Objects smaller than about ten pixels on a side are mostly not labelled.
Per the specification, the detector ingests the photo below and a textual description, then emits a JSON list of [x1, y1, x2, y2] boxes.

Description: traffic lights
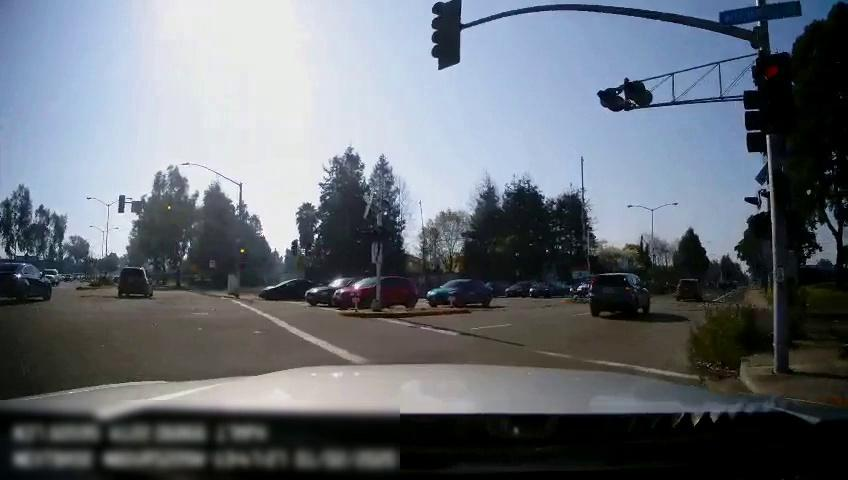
[[760, 53, 795, 136], [597, 87, 627, 113], [743, 195, 760, 208], [625, 79, 655, 108], [239, 240, 247, 257], [430, 0, 462, 70], [289, 238, 299, 257], [117, 195, 124, 214], [742, 89, 769, 153], [165, 196, 174, 214]]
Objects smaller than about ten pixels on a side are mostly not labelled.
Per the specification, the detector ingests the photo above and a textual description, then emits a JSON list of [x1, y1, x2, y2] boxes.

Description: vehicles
[[529, 281, 571, 299], [258, 279, 314, 301], [303, 276, 361, 308], [330, 275, 418, 310], [589, 272, 653, 318], [0, 263, 54, 305], [117, 266, 153, 300], [569, 283, 592, 297], [425, 278, 495, 308], [502, 280, 535, 298], [673, 277, 705, 301]]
